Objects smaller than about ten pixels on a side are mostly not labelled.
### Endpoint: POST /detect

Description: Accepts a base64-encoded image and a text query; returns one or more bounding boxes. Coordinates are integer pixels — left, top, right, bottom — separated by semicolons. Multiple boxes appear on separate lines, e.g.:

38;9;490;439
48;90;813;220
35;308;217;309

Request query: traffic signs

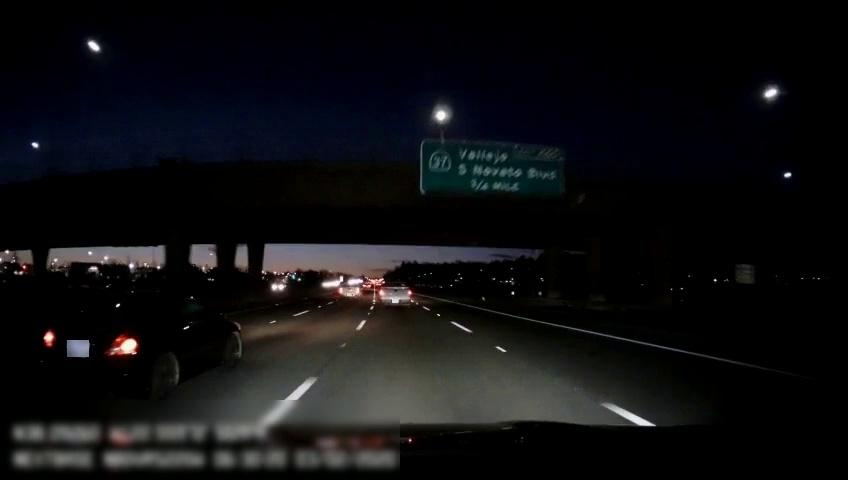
418;138;567;196
738;266;757;286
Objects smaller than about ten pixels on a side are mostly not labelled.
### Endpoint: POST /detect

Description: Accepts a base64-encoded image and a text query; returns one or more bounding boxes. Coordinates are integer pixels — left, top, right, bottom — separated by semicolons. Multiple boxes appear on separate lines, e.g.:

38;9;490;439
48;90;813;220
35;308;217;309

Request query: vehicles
376;281;413;307
40;286;246;403
335;283;365;305
270;281;287;293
